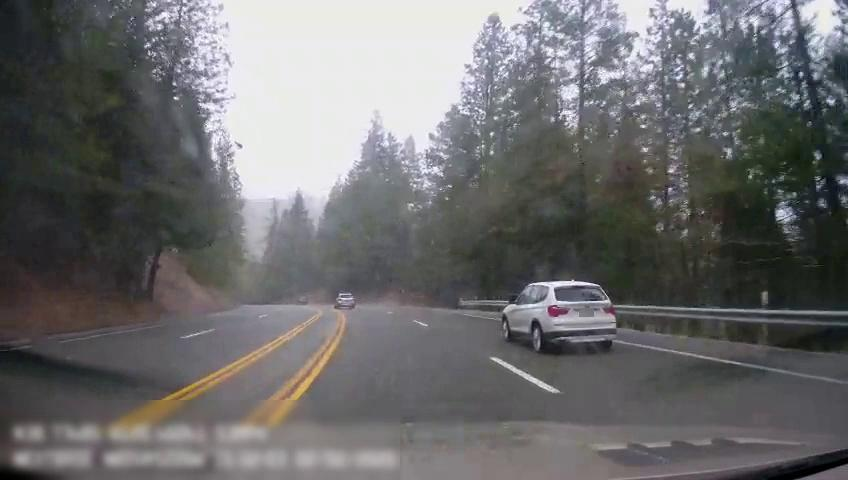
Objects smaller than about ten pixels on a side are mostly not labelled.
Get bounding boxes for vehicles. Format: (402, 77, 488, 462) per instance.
(501, 280, 617, 354)
(333, 292, 357, 310)
(296, 295, 308, 305)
